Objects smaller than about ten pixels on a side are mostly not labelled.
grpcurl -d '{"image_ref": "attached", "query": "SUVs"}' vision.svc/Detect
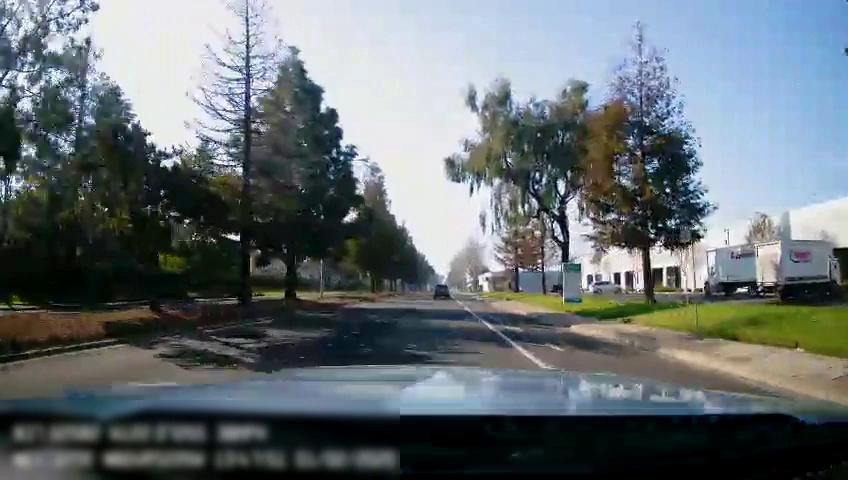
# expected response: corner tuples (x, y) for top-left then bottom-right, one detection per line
(589, 280), (625, 296)
(432, 284), (451, 300)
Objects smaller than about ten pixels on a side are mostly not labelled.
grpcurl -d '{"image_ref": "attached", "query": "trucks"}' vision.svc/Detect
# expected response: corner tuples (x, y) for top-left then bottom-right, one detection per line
(754, 240), (841, 296)
(702, 254), (759, 298)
